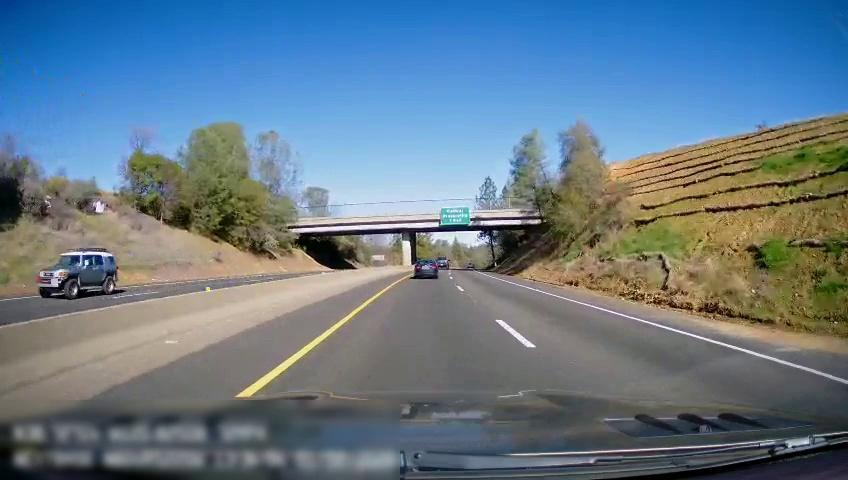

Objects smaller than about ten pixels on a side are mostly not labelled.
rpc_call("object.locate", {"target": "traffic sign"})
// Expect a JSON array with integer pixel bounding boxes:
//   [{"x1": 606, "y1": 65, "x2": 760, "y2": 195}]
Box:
[{"x1": 441, "y1": 207, "x2": 471, "y2": 226}]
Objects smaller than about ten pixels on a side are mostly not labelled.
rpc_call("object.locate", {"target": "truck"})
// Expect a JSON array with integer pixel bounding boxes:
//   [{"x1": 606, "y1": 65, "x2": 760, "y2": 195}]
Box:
[{"x1": 435, "y1": 256, "x2": 449, "y2": 269}]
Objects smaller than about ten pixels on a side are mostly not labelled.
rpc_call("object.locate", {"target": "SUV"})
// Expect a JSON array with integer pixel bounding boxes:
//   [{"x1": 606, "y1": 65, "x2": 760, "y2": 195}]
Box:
[{"x1": 37, "y1": 252, "x2": 119, "y2": 301}]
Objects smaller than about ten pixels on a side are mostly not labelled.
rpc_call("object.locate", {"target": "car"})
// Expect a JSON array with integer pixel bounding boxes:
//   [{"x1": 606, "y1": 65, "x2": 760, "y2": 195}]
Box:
[{"x1": 413, "y1": 259, "x2": 439, "y2": 280}]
